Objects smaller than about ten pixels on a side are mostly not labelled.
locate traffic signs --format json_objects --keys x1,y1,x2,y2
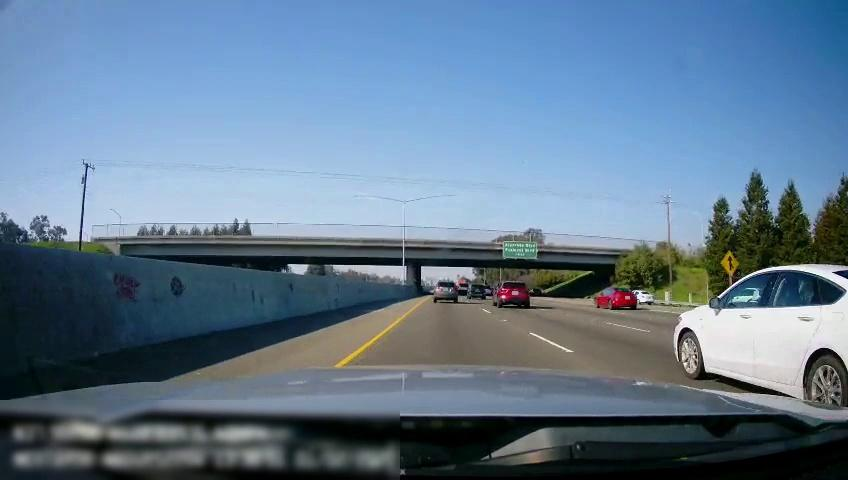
[
  {"x1": 719, "y1": 249, "x2": 741, "y2": 275},
  {"x1": 502, "y1": 240, "x2": 538, "y2": 261}
]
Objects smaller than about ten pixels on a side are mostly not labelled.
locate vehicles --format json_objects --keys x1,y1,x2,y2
[
  {"x1": 484, "y1": 285, "x2": 493, "y2": 296},
  {"x1": 466, "y1": 283, "x2": 486, "y2": 300},
  {"x1": 492, "y1": 280, "x2": 530, "y2": 309},
  {"x1": 432, "y1": 280, "x2": 460, "y2": 304},
  {"x1": 672, "y1": 262, "x2": 848, "y2": 409},
  {"x1": 457, "y1": 282, "x2": 468, "y2": 294},
  {"x1": 529, "y1": 286, "x2": 542, "y2": 297},
  {"x1": 594, "y1": 286, "x2": 638, "y2": 311},
  {"x1": 632, "y1": 289, "x2": 655, "y2": 306}
]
